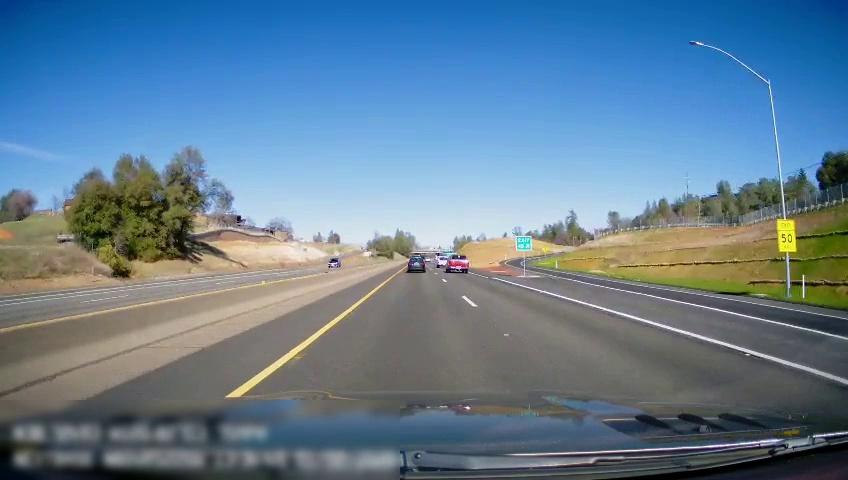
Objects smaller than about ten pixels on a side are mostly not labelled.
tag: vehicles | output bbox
[436,255,447,268]
[447,254,469,273]
[405,256,427,272]
[327,257,343,269]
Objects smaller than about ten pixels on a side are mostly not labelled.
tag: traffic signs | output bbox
[515,235,534,252]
